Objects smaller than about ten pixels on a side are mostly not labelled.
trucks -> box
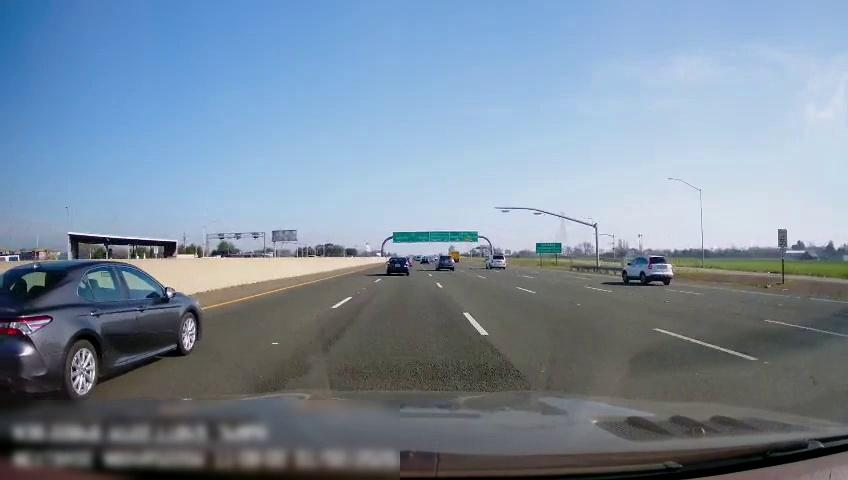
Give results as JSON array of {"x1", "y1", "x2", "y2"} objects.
[{"x1": 450, "y1": 251, "x2": 460, "y2": 264}]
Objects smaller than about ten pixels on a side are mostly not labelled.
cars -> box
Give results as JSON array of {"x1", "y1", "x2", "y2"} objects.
[{"x1": 0, "y1": 258, "x2": 203, "y2": 405}]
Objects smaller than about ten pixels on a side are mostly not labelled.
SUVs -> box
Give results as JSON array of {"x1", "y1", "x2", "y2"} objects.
[
  {"x1": 620, "y1": 255, "x2": 674, "y2": 286},
  {"x1": 434, "y1": 255, "x2": 455, "y2": 272},
  {"x1": 385, "y1": 256, "x2": 413, "y2": 277}
]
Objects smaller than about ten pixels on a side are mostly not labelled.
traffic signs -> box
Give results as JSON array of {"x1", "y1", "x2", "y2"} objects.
[
  {"x1": 271, "y1": 230, "x2": 298, "y2": 242},
  {"x1": 777, "y1": 228, "x2": 788, "y2": 248},
  {"x1": 392, "y1": 230, "x2": 479, "y2": 244},
  {"x1": 535, "y1": 242, "x2": 563, "y2": 254}
]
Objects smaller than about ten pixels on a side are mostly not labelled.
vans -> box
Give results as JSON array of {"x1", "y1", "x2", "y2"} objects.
[{"x1": 485, "y1": 254, "x2": 507, "y2": 270}]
